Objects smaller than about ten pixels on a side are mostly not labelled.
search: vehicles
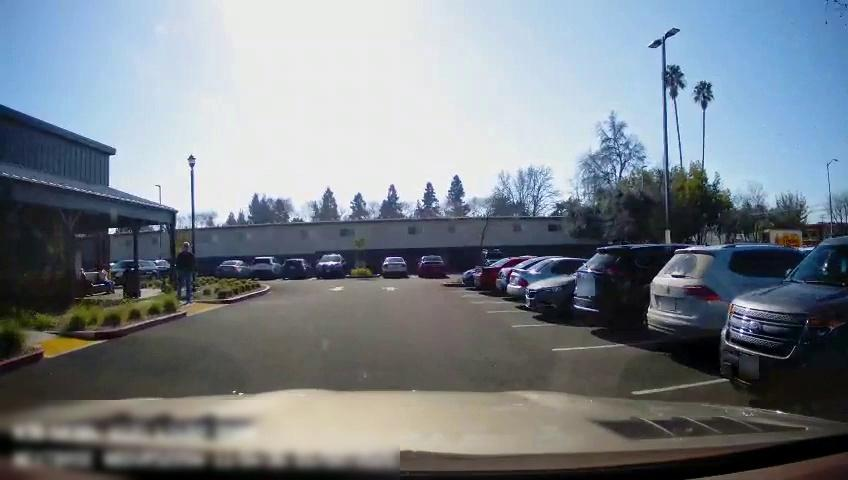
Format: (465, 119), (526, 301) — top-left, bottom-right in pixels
(572, 243), (696, 332)
(496, 256), (566, 293)
(417, 255), (447, 279)
(525, 270), (578, 318)
(647, 244), (809, 354)
(506, 258), (591, 300)
(480, 256), (536, 290)
(284, 259), (311, 280)
(153, 259), (176, 275)
(111, 260), (161, 287)
(250, 257), (283, 281)
(462, 256), (513, 288)
(381, 256), (409, 278)
(315, 254), (346, 280)
(721, 235), (848, 396)
(480, 248), (508, 266)
(217, 259), (251, 279)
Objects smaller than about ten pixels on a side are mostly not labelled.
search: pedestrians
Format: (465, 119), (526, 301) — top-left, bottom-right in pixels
(175, 241), (192, 305)
(99, 266), (116, 295)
